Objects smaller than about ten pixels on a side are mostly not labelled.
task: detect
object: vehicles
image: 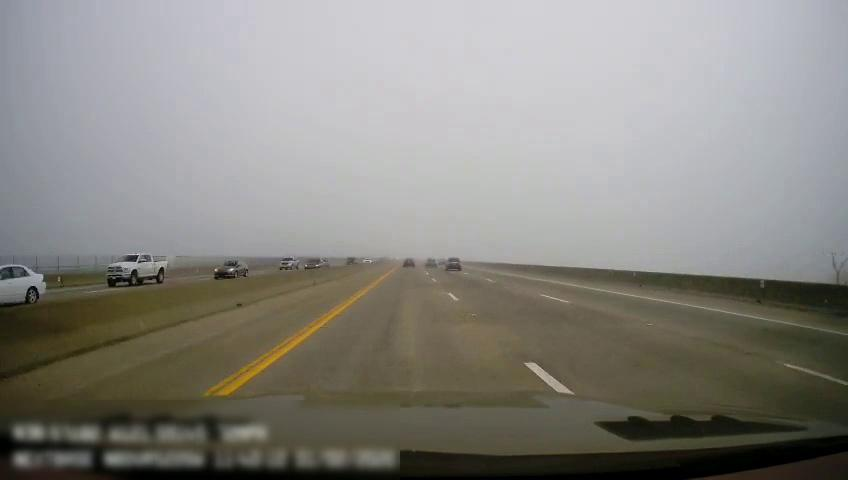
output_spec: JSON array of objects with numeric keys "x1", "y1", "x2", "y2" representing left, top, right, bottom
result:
[
  {"x1": 361, "y1": 257, "x2": 375, "y2": 264},
  {"x1": 303, "y1": 257, "x2": 331, "y2": 271},
  {"x1": 279, "y1": 257, "x2": 300, "y2": 271},
  {"x1": 212, "y1": 259, "x2": 250, "y2": 281},
  {"x1": 344, "y1": 257, "x2": 359, "y2": 266},
  {"x1": 0, "y1": 262, "x2": 47, "y2": 305},
  {"x1": 402, "y1": 257, "x2": 416, "y2": 268},
  {"x1": 444, "y1": 256, "x2": 462, "y2": 271},
  {"x1": 105, "y1": 253, "x2": 169, "y2": 288},
  {"x1": 424, "y1": 257, "x2": 438, "y2": 268}
]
